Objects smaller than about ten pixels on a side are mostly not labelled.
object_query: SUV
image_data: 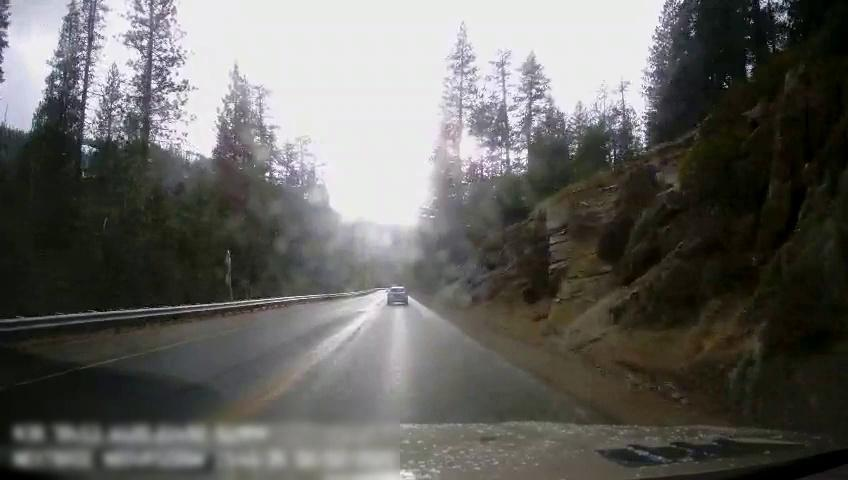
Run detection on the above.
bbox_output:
[386,285,409,305]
